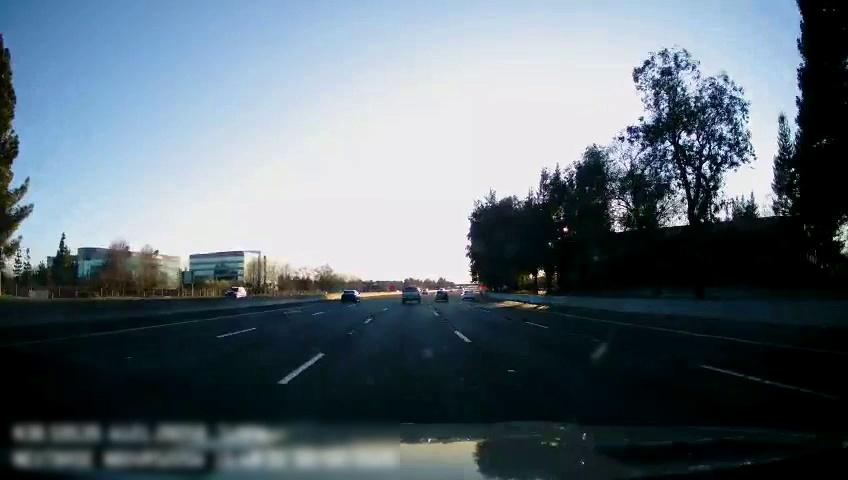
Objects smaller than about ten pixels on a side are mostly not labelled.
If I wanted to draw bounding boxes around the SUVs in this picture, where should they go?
[225,287,247,298]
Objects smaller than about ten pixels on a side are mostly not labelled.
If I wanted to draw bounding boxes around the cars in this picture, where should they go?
[342,289,360,303]
[461,289,476,301]
[435,291,448,302]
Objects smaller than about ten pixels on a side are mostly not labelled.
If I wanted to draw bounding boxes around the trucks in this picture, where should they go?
[402,287,420,303]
